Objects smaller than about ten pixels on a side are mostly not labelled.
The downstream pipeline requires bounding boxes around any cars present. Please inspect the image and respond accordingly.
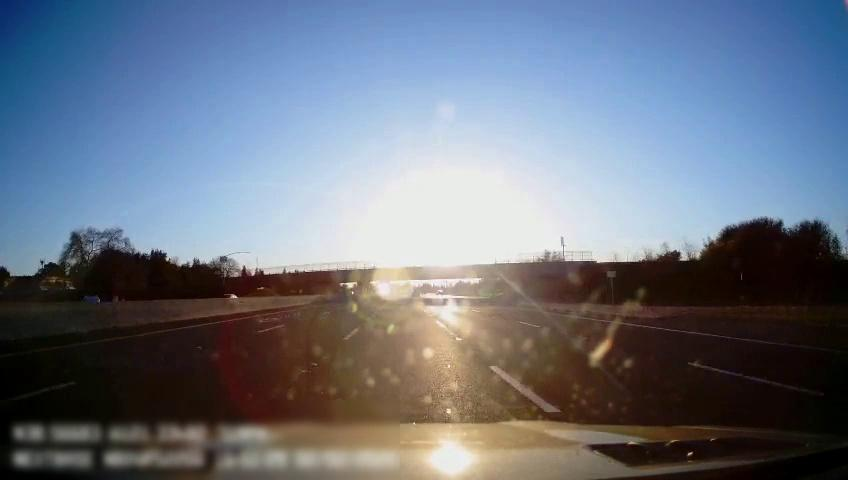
[220,293,239,299]
[72,295,101,304]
